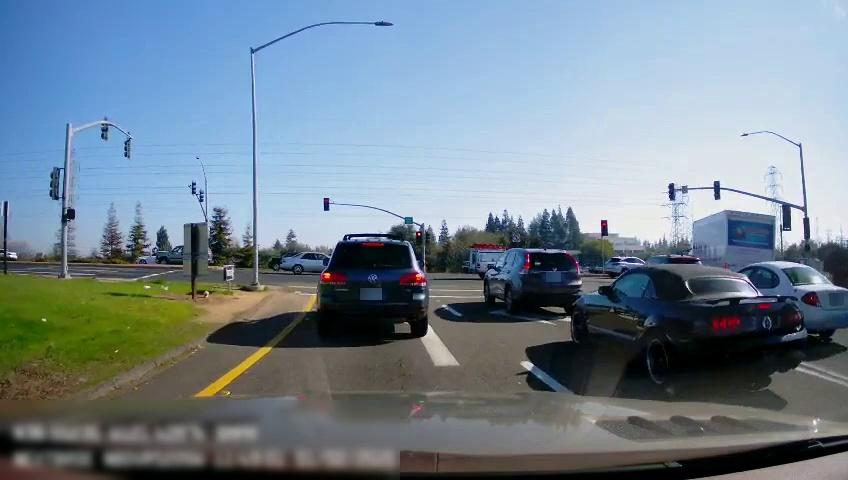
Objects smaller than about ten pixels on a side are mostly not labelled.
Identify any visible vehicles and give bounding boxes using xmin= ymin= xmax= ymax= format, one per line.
xmin=318 ymin=239 xmax=429 ymax=338
xmin=280 ymin=250 xmax=326 ymax=276
xmin=266 ymin=256 xmax=279 ymax=272
xmin=605 ymin=256 xmax=647 ymax=279
xmin=569 ymin=263 xmax=809 ymax=389
xmin=646 ymin=255 xmax=702 ymax=264
xmin=0 ymin=249 xmax=19 ymax=262
xmin=736 ymin=261 xmax=848 ymax=340
xmin=136 ymin=251 xmax=157 ymax=265
xmin=155 ymin=245 xmax=214 ymax=267
xmin=690 ymin=209 xmax=778 ymax=273
xmin=483 ymin=248 xmax=584 ymax=317
xmin=464 ymin=247 xmax=509 ymax=279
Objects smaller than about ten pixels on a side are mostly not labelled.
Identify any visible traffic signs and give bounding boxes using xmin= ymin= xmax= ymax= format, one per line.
xmin=403 ymin=216 xmax=414 ymax=225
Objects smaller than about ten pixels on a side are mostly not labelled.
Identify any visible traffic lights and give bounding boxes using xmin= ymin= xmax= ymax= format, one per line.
xmin=600 ymin=220 xmax=609 ymax=237
xmin=667 ymin=182 xmax=675 ymax=201
xmin=781 ymin=202 xmax=791 ymax=232
xmin=415 ymin=230 xmax=423 ymax=242
xmin=713 ymin=179 xmax=721 ymax=201
xmin=425 ymin=230 xmax=431 ymax=243
xmin=191 ymin=181 xmax=197 ymax=195
xmin=122 ymin=139 xmax=130 ymax=158
xmin=198 ymin=191 xmax=204 ymax=203
xmin=49 ymin=167 xmax=58 ymax=200
xmin=66 ymin=208 xmax=77 ymax=219
xmin=323 ymin=197 xmax=330 ymax=211
xmin=101 ymin=116 xmax=110 ymax=140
